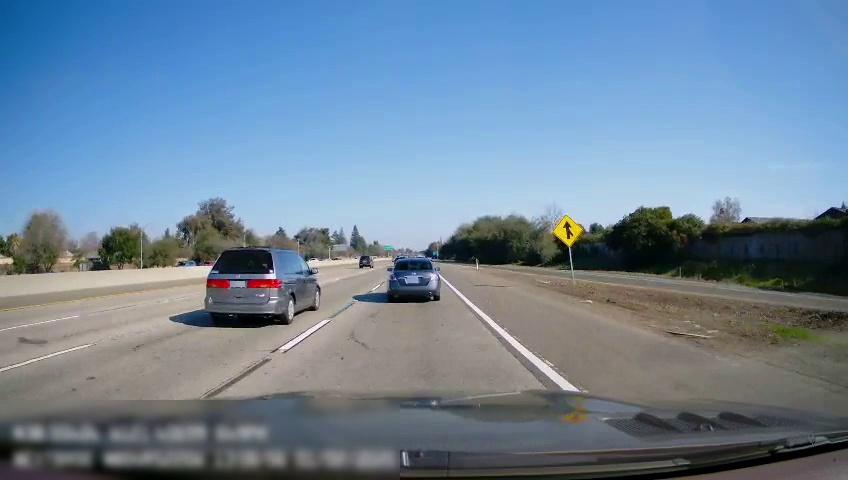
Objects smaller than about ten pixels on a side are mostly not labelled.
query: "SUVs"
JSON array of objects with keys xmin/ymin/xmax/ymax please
[
  {"xmin": 358, "ymin": 255, "xmax": 375, "ymax": 269},
  {"xmin": 174, "ymin": 260, "xmax": 197, "ymax": 267}
]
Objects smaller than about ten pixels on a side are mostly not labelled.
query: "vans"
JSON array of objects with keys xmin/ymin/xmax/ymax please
[{"xmin": 203, "ymin": 247, "xmax": 321, "ymax": 328}]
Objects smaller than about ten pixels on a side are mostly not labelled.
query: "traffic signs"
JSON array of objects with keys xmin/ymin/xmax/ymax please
[{"xmin": 553, "ymin": 214, "xmax": 584, "ymax": 248}]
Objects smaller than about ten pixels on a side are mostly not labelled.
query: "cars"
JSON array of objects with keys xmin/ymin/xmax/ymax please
[{"xmin": 386, "ymin": 258, "xmax": 442, "ymax": 302}]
